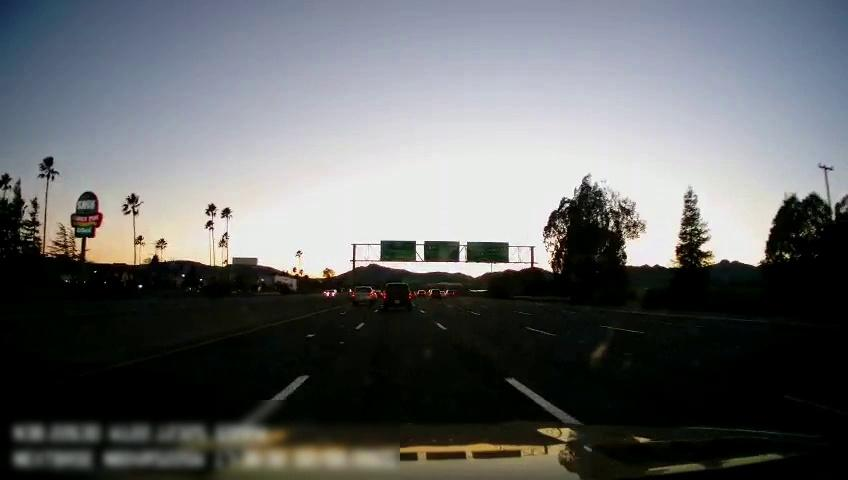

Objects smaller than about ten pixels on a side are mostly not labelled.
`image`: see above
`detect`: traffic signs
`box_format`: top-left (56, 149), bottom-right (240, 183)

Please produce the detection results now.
top-left (423, 239), bottom-right (461, 263)
top-left (465, 240), bottom-right (509, 265)
top-left (379, 239), bottom-right (417, 263)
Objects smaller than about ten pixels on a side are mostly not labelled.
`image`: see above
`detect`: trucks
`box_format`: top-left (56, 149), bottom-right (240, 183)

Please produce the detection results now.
top-left (352, 286), bottom-right (374, 306)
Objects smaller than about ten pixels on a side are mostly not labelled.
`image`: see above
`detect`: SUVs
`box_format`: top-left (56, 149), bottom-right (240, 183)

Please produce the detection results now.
top-left (429, 288), bottom-right (443, 300)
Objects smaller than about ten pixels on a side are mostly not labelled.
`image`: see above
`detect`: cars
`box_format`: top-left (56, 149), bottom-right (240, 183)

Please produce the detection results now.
top-left (383, 281), bottom-right (412, 309)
